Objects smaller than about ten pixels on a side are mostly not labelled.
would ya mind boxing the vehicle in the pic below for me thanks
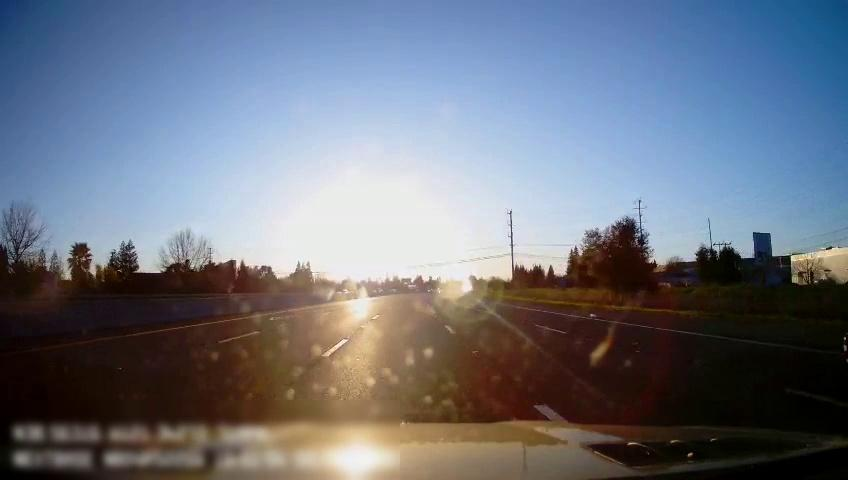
[839,330,848,367]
